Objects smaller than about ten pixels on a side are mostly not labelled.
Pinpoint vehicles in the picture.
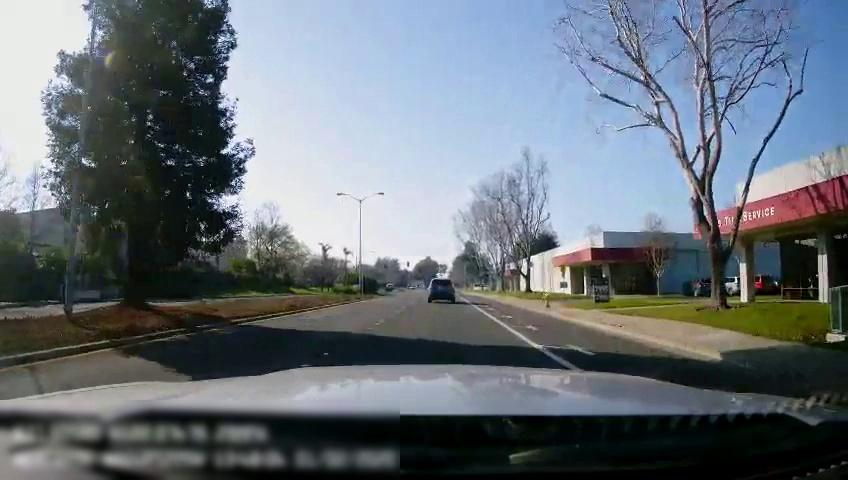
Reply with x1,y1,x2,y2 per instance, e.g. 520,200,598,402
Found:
752,272,770,296
427,278,456,305
686,276,712,297
725,275,741,297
